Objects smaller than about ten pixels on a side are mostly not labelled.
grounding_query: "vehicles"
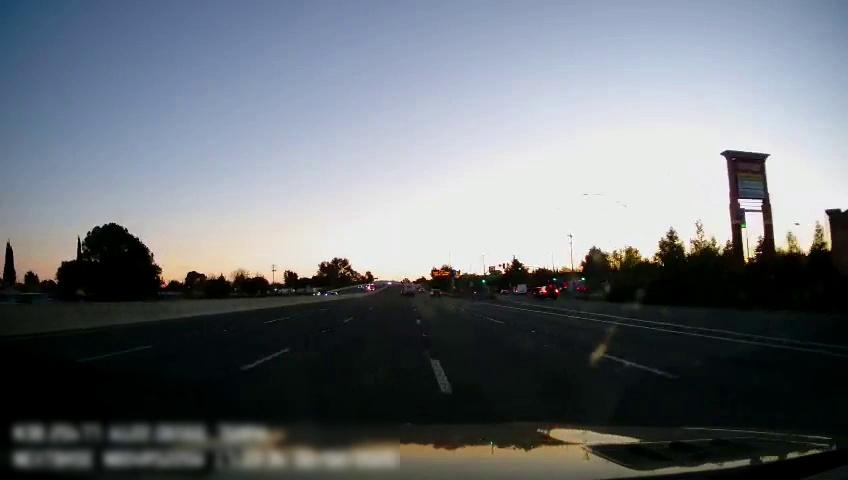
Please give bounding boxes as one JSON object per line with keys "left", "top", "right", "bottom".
{"left": 538, "top": 285, "right": 558, "bottom": 299}
{"left": 515, "top": 284, "right": 527, "bottom": 295}
{"left": 7, "top": 293, "right": 50, "bottom": 306}
{"left": 327, "top": 292, "right": 339, "bottom": 297}
{"left": 404, "top": 283, "right": 415, "bottom": 296}
{"left": 533, "top": 286, "right": 543, "bottom": 297}
{"left": 430, "top": 289, "right": 442, "bottom": 298}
